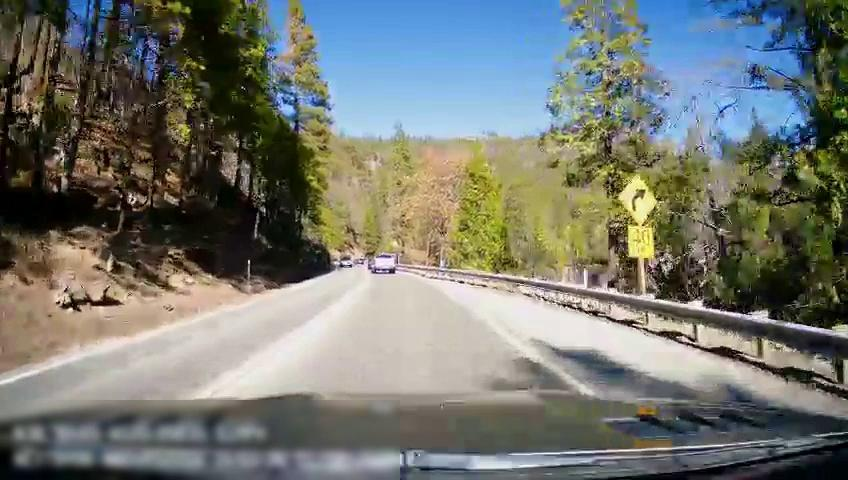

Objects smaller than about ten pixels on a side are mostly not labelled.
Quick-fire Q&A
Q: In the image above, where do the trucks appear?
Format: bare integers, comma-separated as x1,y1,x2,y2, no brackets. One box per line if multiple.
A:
339,256,353,268
369,252,396,274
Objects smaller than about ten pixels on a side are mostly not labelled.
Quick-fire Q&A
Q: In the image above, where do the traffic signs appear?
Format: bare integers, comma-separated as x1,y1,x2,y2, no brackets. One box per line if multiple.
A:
618,175,657,226
628,225,656,259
